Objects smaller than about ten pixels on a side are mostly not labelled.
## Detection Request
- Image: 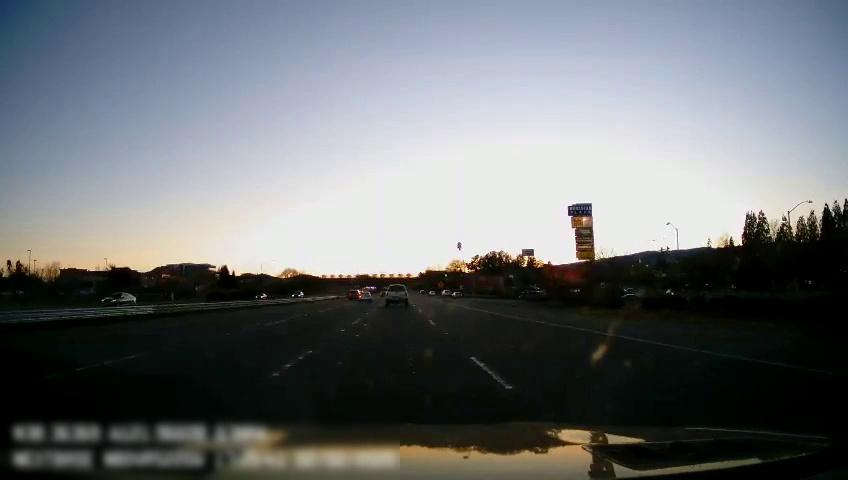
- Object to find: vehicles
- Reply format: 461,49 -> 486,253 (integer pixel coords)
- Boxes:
291,291 -> 305,298
101,292 -> 137,307
358,291 -> 372,303
347,289 -> 361,301
384,284 -> 410,310
452,292 -> 462,299
441,290 -> 452,297
256,293 -> 267,300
